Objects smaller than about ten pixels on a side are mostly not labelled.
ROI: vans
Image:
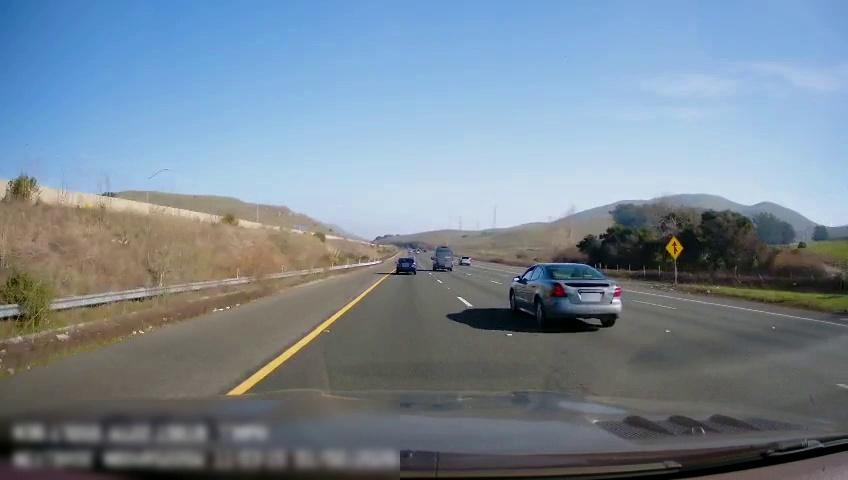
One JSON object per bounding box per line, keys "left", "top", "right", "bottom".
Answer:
{"left": 430, "top": 246, "right": 454, "bottom": 272}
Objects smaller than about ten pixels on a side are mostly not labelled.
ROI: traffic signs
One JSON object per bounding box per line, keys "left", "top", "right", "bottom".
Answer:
{"left": 665, "top": 235, "right": 684, "bottom": 260}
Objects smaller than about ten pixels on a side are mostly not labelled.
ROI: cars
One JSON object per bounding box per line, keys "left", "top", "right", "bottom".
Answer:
{"left": 394, "top": 257, "right": 417, "bottom": 276}
{"left": 458, "top": 255, "right": 471, "bottom": 266}
{"left": 508, "top": 262, "right": 623, "bottom": 328}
